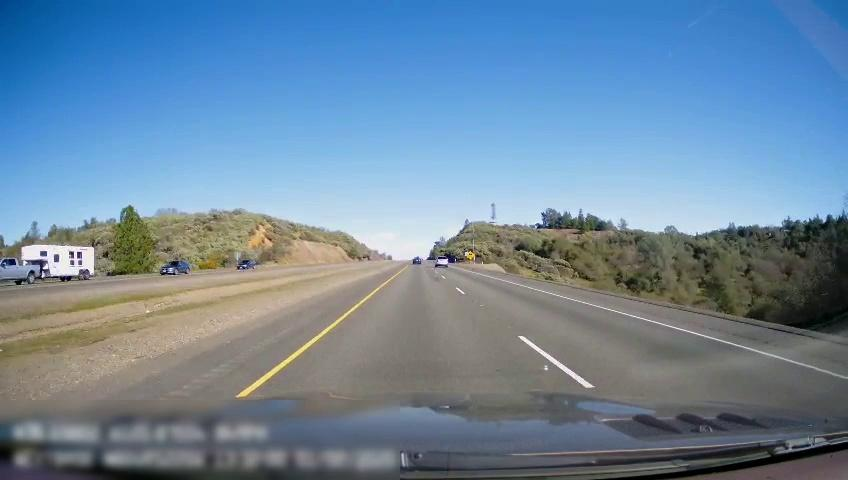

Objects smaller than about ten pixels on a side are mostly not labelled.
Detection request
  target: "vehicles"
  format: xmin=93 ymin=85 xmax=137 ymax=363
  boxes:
xmin=0 ymin=244 xmax=96 ymax=285
xmin=434 ymin=256 xmax=449 ymax=268
xmin=159 ymin=259 xmax=192 ymax=276
xmin=235 ymin=259 xmax=256 ymax=270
